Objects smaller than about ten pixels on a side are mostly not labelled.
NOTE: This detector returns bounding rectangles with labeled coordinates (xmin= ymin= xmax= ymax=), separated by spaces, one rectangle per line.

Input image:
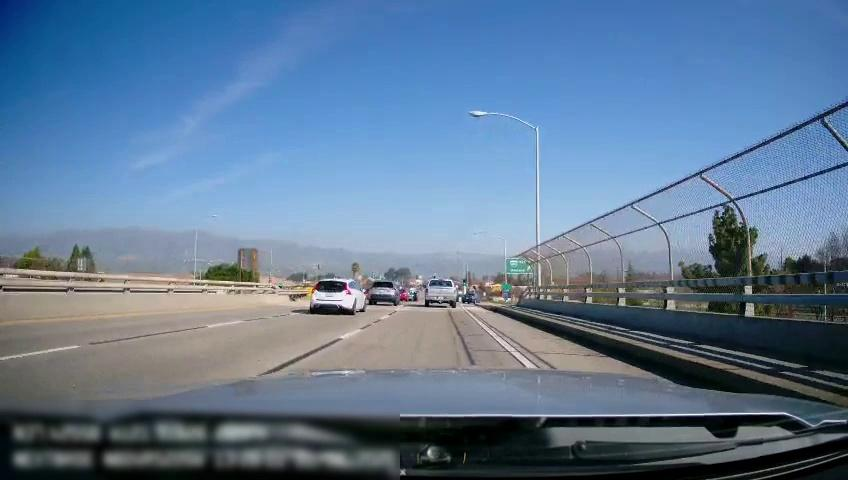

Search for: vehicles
xmin=310 ymin=279 xmax=367 ymax=316
xmin=367 ymin=280 xmax=400 ymax=306
xmin=461 ymin=293 xmax=481 ymax=305
xmin=399 ymin=289 xmax=409 ymax=302
xmin=422 ymin=280 xmax=457 ymax=309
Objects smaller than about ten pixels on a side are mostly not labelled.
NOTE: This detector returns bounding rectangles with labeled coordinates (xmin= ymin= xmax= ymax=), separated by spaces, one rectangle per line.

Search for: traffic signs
xmin=506 ymin=257 xmax=538 ymax=274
